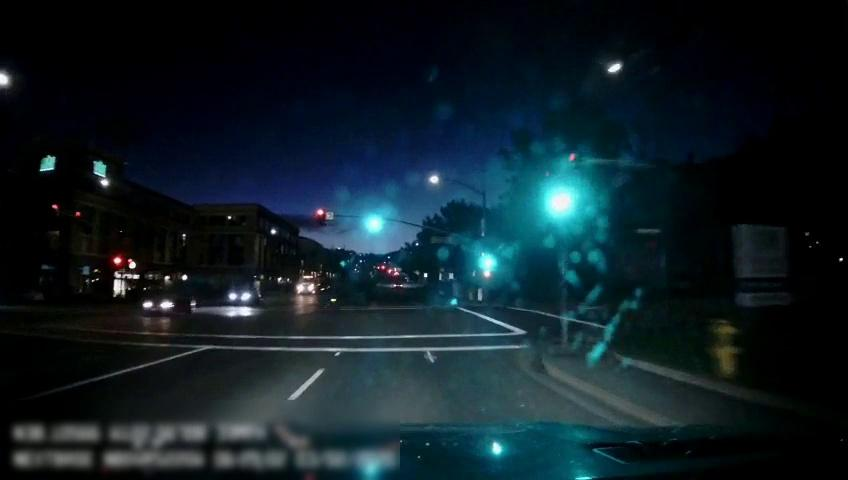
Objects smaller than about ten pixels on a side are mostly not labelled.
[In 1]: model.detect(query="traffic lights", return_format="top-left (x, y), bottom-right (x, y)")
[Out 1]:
top-left (370, 214), bottom-right (380, 233)
top-left (53, 204), bottom-right (59, 223)
top-left (553, 189), bottom-right (565, 213)
top-left (315, 207), bottom-right (324, 227)
top-left (73, 209), bottom-right (80, 226)
top-left (480, 259), bottom-right (493, 279)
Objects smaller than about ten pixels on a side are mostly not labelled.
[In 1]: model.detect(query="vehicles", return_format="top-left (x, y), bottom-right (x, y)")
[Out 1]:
top-left (142, 289), bottom-right (197, 316)
top-left (296, 275), bottom-right (317, 295)
top-left (229, 287), bottom-right (260, 306)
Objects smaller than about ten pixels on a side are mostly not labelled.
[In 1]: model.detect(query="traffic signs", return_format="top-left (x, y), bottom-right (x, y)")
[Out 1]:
top-left (431, 237), bottom-right (459, 245)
